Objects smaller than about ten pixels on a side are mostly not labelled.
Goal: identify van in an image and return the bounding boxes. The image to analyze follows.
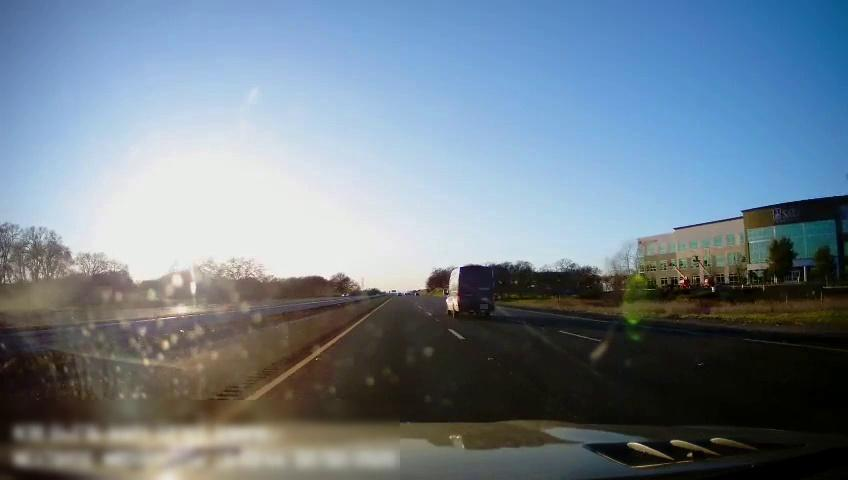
[442,265,496,319]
